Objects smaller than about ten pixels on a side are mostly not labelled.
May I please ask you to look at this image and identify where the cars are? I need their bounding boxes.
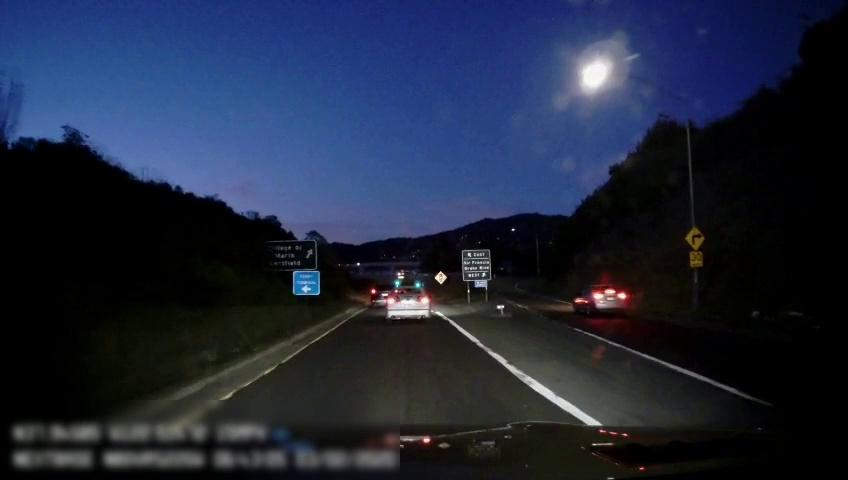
[571,283,629,319]
[386,286,431,323]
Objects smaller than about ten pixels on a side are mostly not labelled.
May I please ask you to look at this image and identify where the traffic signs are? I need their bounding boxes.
[690,251,703,268]
[461,250,492,281]
[292,271,321,296]
[435,271,447,285]
[684,228,707,250]
[264,240,319,271]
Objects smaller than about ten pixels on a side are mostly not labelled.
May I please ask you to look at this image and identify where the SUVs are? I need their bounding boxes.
[371,284,396,306]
